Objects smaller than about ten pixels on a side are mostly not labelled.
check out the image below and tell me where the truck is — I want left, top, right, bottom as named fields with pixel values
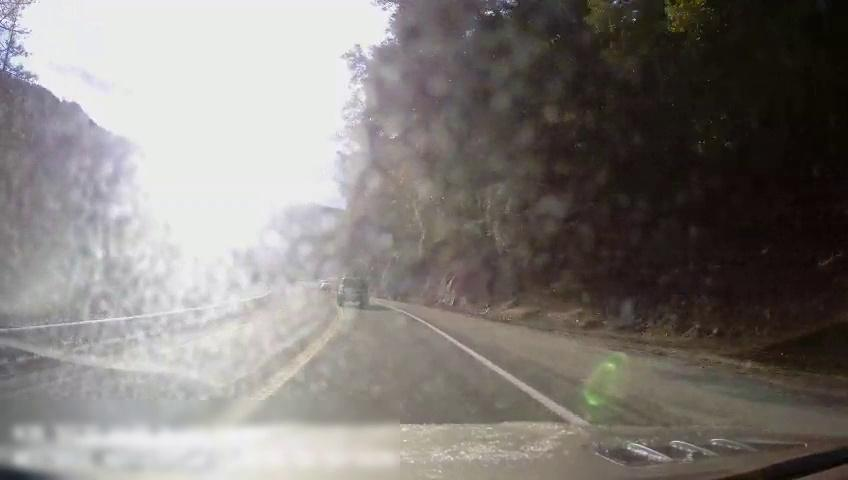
left=336, top=274, right=370, bottom=306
